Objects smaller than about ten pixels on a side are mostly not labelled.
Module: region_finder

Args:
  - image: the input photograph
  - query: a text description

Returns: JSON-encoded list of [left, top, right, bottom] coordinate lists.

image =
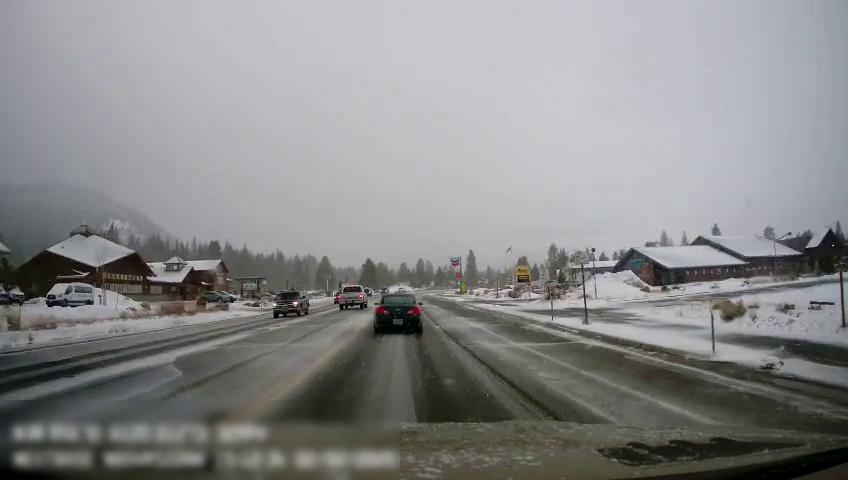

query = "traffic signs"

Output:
[[539, 269, 549, 282], [574, 253, 589, 265]]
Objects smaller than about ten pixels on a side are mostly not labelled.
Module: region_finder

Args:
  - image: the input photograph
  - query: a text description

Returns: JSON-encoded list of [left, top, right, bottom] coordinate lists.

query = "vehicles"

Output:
[[339, 285, 368, 310], [273, 291, 309, 318], [217, 291, 236, 303], [373, 293, 424, 335], [202, 291, 229, 303], [334, 291, 343, 304], [45, 283, 94, 308], [0, 285, 25, 306]]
